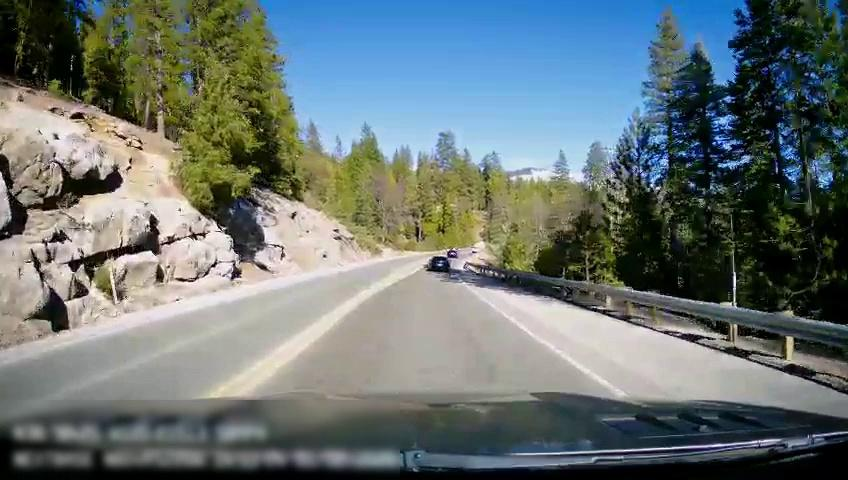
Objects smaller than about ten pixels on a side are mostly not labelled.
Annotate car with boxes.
[429,255,449,273]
